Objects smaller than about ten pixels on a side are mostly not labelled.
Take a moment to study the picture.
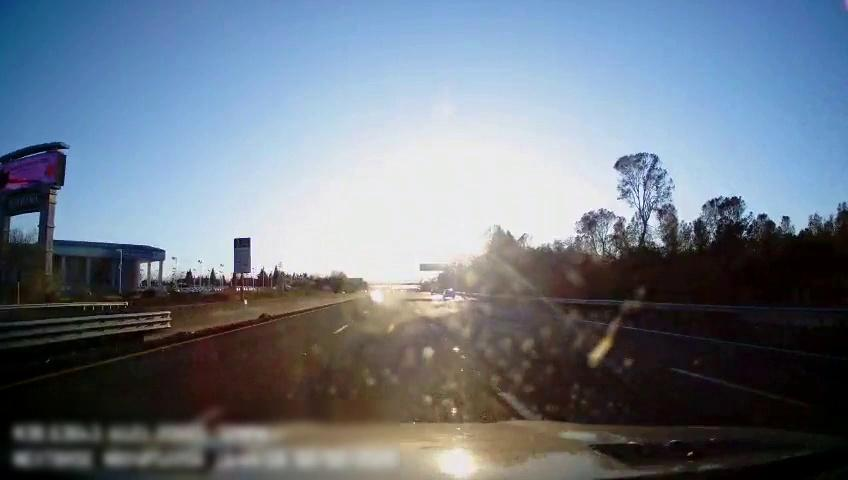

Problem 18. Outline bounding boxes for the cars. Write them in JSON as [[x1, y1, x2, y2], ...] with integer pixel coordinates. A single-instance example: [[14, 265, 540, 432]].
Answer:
[[443, 289, 455, 299]]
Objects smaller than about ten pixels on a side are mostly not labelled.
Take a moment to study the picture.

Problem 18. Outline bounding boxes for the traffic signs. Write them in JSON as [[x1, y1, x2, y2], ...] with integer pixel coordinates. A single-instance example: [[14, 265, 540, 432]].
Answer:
[[420, 264, 448, 271], [233, 237, 251, 273]]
